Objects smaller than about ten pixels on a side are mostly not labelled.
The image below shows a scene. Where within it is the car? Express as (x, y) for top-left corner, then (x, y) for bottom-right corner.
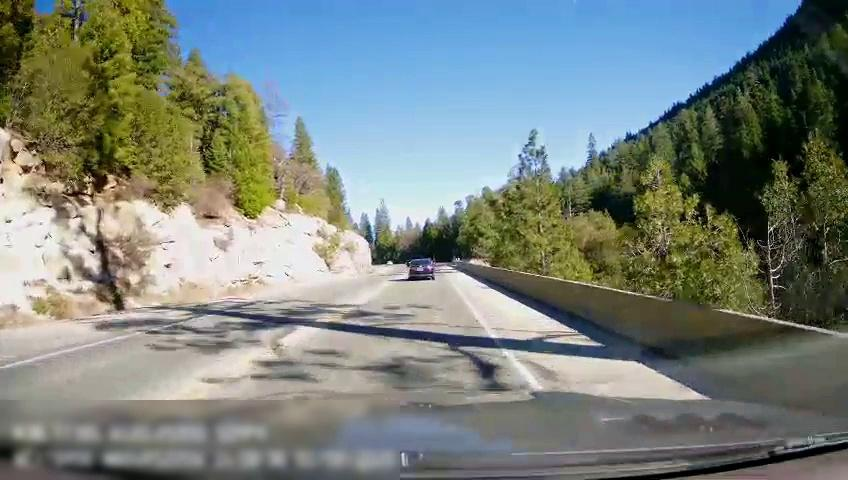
(408, 257), (436, 281)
